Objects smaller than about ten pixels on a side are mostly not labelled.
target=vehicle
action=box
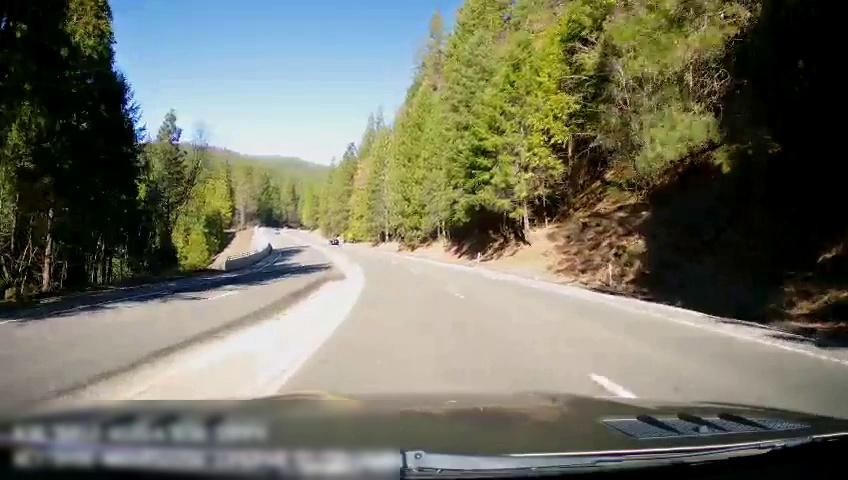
[328,235,340,246]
